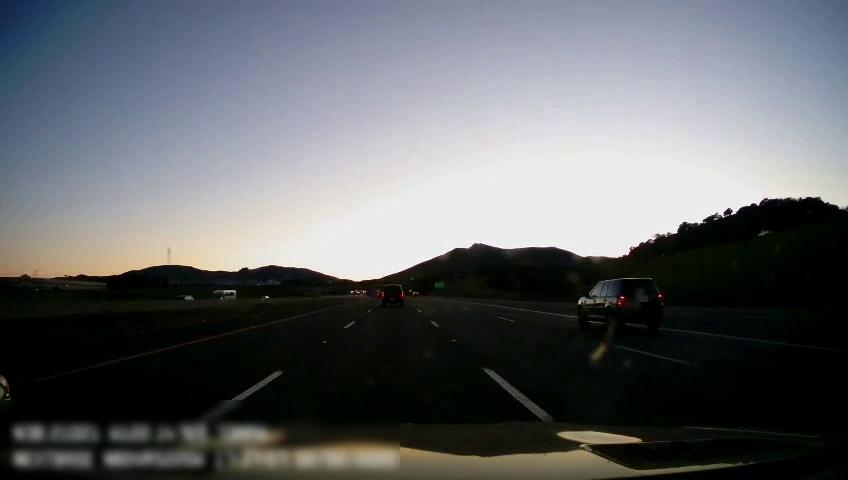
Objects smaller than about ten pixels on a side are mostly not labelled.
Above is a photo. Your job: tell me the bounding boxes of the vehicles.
[176,294,195,301]
[381,284,405,307]
[577,277,665,337]
[211,289,237,300]
[260,295,270,299]
[0,375,13,407]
